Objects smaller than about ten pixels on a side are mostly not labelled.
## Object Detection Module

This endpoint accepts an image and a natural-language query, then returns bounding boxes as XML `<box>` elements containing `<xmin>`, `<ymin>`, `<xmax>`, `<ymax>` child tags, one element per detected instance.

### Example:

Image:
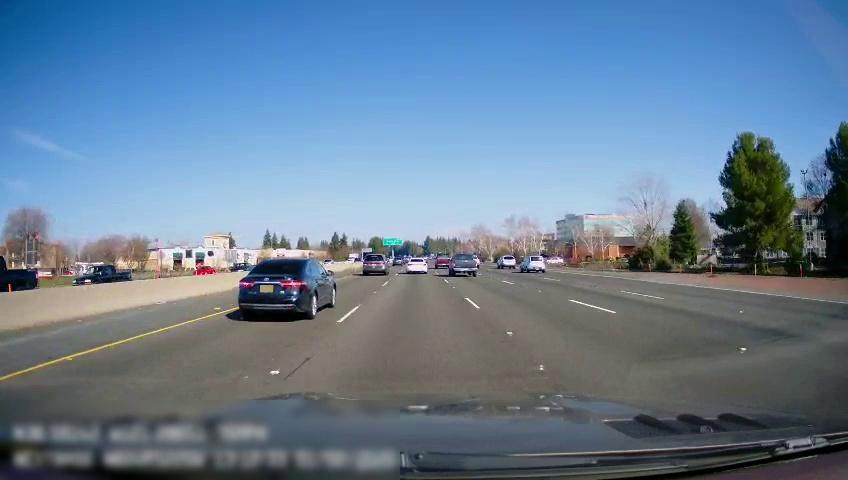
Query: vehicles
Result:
<box><xmin>519</xmin><ymin>255</ymin><xmax>546</xmax><ymax>275</ymax></box>
<box><xmin>323</xmin><ymin>259</ymin><xmax>335</xmax><ymax>265</ymax></box>
<box><xmin>0</xmin><ymin>255</ymin><xmax>40</xmax><ymax>293</ymax></box>
<box><xmin>434</xmin><ymin>253</ymin><xmax>452</xmax><ymax>270</ymax></box>
<box><xmin>405</xmin><ymin>257</ymin><xmax>428</xmax><ymax>275</ymax></box>
<box><xmin>470</xmin><ymin>254</ymin><xmax>481</xmax><ymax>269</ymax></box>
<box><xmin>545</xmin><ymin>256</ymin><xmax>564</xmax><ymax>265</ymax></box>
<box><xmin>229</xmin><ymin>262</ymin><xmax>259</xmax><ymax>274</ymax></box>
<box><xmin>448</xmin><ymin>253</ymin><xmax>475</xmax><ymax>277</ymax></box>
<box><xmin>237</xmin><ymin>257</ymin><xmax>338</xmax><ymax>321</ymax></box>
<box><xmin>192</xmin><ymin>265</ymin><xmax>218</xmax><ymax>277</ymax></box>
<box><xmin>497</xmin><ymin>255</ymin><xmax>516</xmax><ymax>270</ymax></box>
<box><xmin>362</xmin><ymin>254</ymin><xmax>390</xmax><ymax>276</ymax></box>
<box><xmin>392</xmin><ymin>257</ymin><xmax>403</xmax><ymax>266</ymax></box>
<box><xmin>71</xmin><ymin>264</ymin><xmax>132</xmax><ymax>287</ymax></box>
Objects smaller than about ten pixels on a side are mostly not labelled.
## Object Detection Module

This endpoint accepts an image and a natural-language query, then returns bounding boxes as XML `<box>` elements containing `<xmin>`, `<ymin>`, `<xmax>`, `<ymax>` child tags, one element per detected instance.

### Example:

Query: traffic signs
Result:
<box><xmin>383</xmin><ymin>239</ymin><xmax>403</xmax><ymax>247</ymax></box>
